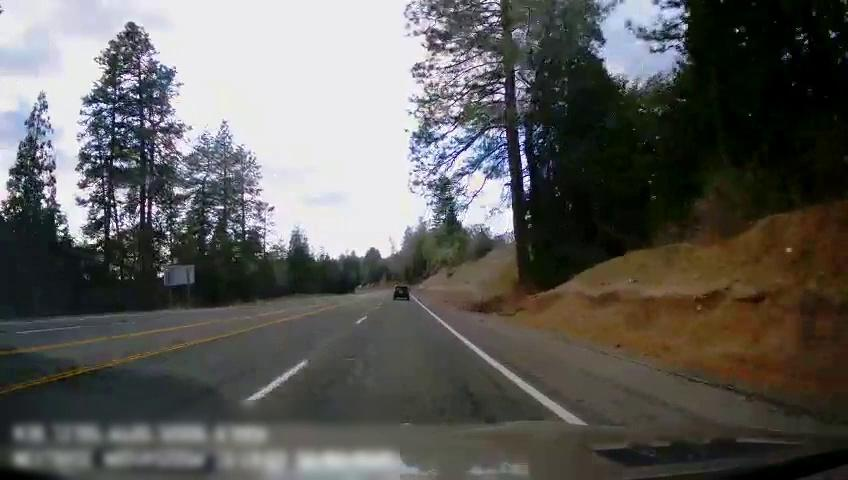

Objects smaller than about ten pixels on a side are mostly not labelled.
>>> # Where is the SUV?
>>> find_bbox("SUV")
[393,286,411,302]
